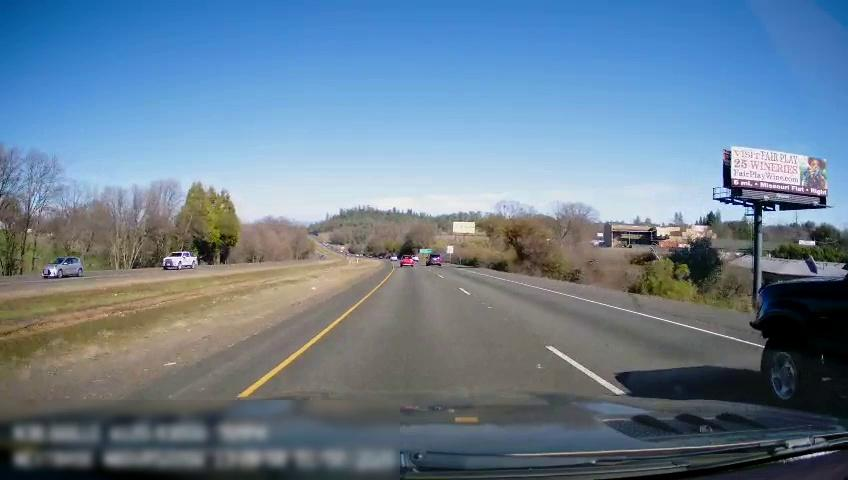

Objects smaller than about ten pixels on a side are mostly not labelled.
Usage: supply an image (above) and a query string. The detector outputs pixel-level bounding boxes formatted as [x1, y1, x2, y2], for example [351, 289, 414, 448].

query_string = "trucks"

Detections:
[162, 252, 198, 271]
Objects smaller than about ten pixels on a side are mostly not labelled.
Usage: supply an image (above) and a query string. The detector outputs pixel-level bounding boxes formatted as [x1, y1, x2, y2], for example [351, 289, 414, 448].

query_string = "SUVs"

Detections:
[42, 256, 84, 280]
[750, 273, 848, 411]
[400, 254, 416, 268]
[425, 253, 441, 266]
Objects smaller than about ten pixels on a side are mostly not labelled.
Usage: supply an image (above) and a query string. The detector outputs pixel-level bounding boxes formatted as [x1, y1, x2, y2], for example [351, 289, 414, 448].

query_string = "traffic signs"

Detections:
[419, 249, 433, 255]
